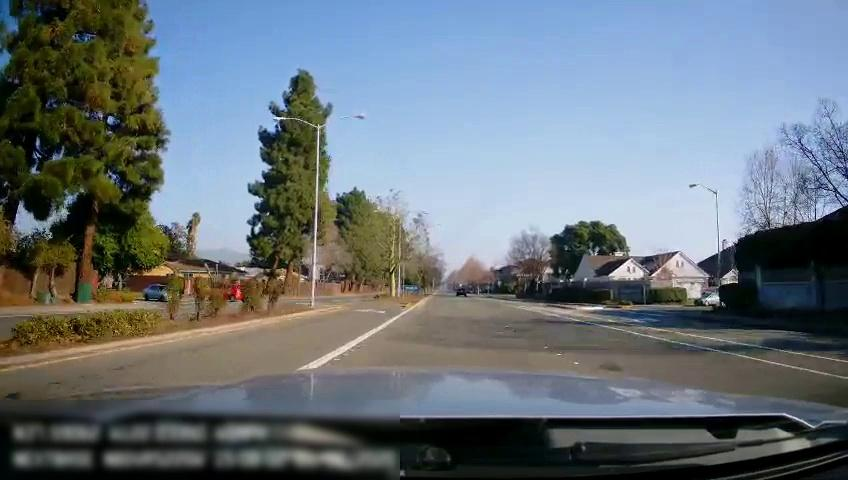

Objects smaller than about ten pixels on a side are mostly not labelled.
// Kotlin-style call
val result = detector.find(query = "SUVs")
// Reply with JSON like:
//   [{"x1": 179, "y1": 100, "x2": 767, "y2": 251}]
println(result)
[{"x1": 455, "y1": 286, "x2": 467, "y2": 297}]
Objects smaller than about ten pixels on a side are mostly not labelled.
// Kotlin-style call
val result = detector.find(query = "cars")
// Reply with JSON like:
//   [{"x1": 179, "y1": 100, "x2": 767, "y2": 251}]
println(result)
[
  {"x1": 221, "y1": 278, "x2": 243, "y2": 304},
  {"x1": 694, "y1": 291, "x2": 720, "y2": 307},
  {"x1": 143, "y1": 283, "x2": 180, "y2": 302}
]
